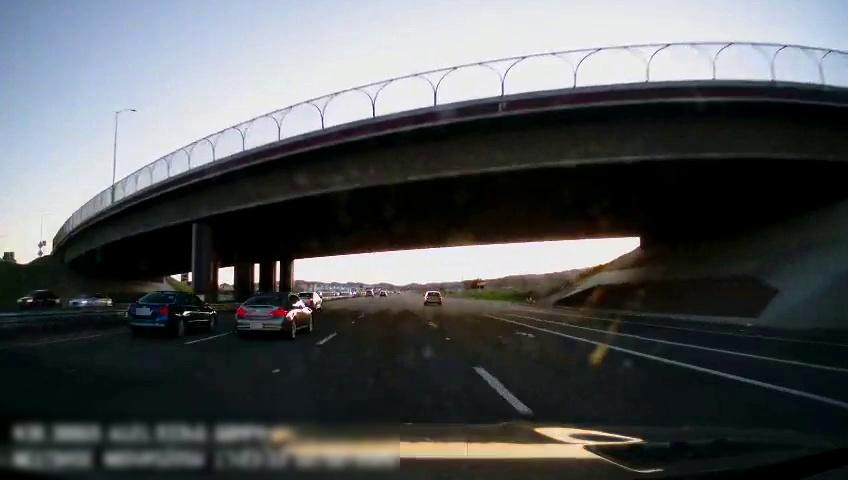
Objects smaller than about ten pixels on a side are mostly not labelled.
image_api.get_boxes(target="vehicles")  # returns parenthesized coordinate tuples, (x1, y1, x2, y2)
(365, 289, 374, 298)
(17, 290, 63, 311)
(68, 291, 113, 310)
(235, 292, 313, 341)
(297, 292, 323, 313)
(128, 290, 220, 338)
(423, 291, 442, 306)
